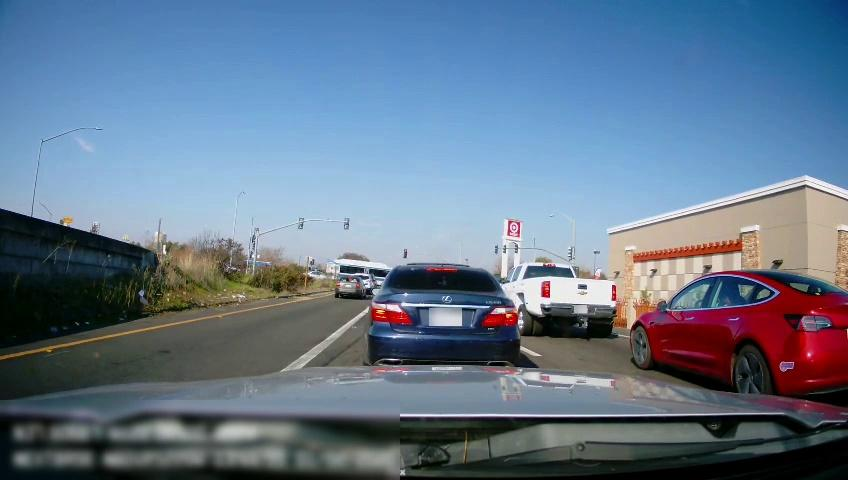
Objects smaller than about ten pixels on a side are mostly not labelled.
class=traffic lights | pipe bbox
[297,217,305,230]
[513,242,519,256]
[502,243,507,255]
[494,244,499,255]
[567,247,573,261]
[403,248,408,260]
[343,217,350,231]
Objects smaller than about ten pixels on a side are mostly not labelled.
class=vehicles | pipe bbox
[223,263,240,273]
[361,262,522,367]
[326,257,396,291]
[353,272,376,296]
[492,262,618,337]
[308,270,328,281]
[334,274,368,299]
[628,267,848,408]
